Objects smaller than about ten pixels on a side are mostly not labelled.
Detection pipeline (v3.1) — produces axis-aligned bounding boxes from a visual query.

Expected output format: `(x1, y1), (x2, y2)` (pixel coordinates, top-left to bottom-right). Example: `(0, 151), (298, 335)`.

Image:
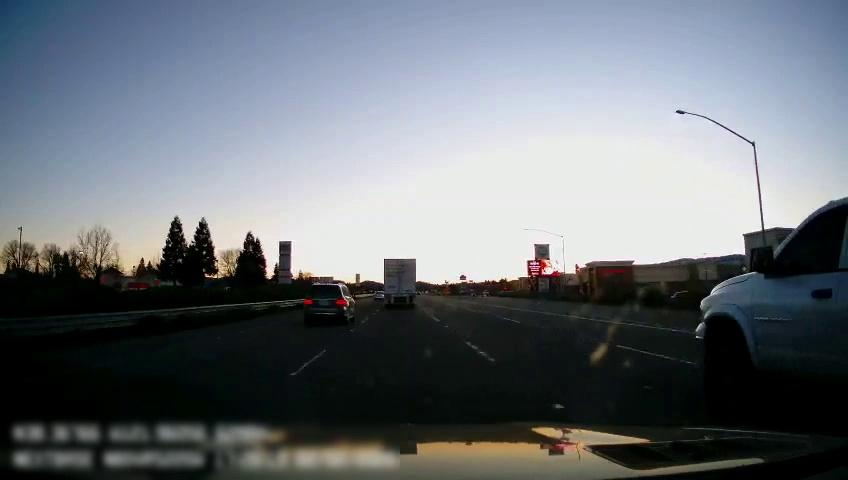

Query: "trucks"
(383, 258), (417, 307)
(693, 196), (848, 439)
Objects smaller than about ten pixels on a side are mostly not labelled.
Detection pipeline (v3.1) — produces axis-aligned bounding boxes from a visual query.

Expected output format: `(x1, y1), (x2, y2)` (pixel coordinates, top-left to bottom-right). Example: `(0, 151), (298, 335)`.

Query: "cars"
(373, 290), (385, 301)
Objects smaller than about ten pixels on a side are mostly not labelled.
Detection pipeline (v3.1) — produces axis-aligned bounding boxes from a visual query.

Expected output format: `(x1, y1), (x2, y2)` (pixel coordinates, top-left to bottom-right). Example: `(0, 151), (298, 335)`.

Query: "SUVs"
(303, 283), (356, 324)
